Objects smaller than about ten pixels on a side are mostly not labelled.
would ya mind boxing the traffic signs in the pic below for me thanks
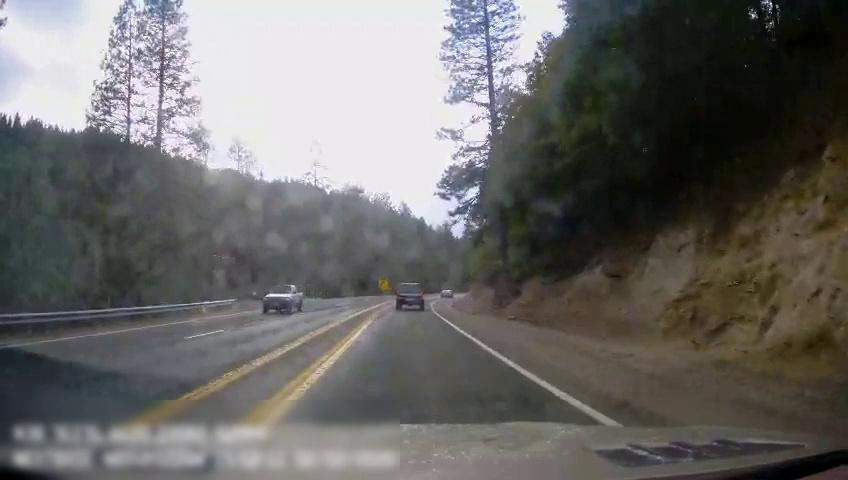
[377,278,391,292]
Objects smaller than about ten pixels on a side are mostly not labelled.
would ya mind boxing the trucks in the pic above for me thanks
[395,282,424,311]
[262,283,305,315]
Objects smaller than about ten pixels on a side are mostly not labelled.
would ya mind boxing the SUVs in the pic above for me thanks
[440,289,454,298]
